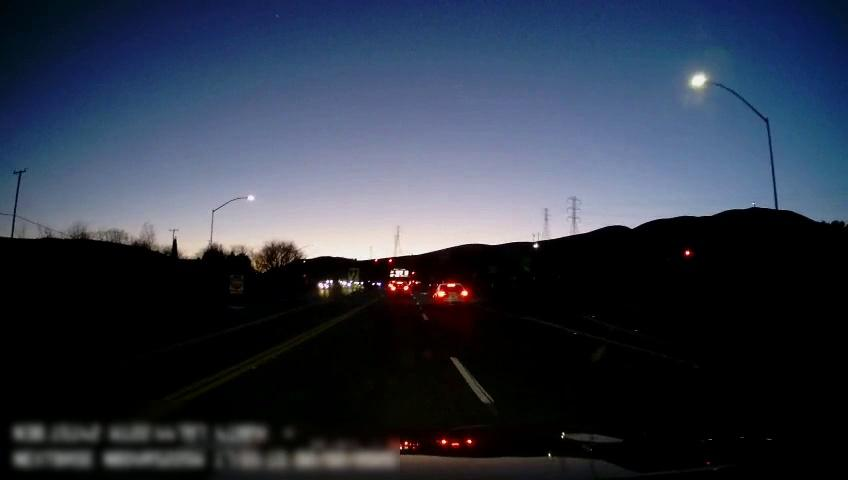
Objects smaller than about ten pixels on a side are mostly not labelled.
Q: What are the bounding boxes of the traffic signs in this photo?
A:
[347,267,360,281]
[229,274,245,295]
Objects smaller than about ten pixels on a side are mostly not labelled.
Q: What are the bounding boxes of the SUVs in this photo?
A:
[390,280,411,296]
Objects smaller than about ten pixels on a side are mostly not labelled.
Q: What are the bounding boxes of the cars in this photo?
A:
[432,282,469,306]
